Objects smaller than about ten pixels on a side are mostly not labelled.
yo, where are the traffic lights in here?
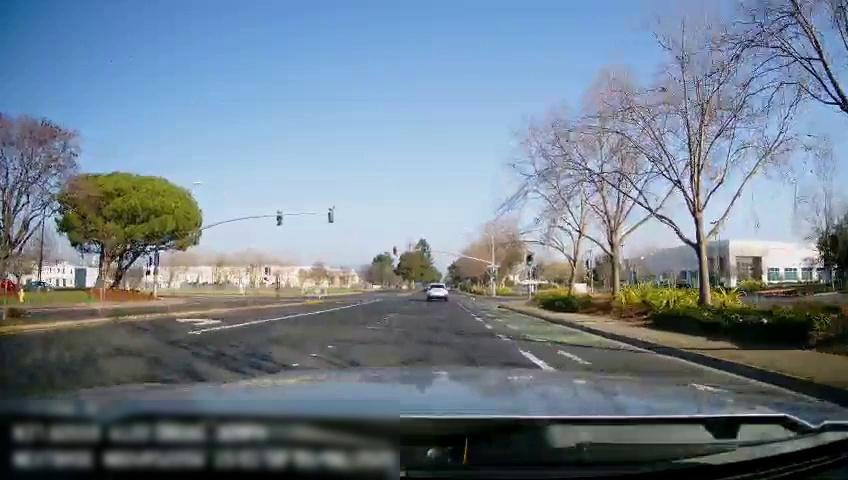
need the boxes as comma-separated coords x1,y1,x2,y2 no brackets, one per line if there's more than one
327,206,335,225
525,253,533,266
275,208,284,226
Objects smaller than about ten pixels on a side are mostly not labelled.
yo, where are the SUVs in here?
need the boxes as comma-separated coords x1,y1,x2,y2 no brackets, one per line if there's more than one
425,283,449,303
